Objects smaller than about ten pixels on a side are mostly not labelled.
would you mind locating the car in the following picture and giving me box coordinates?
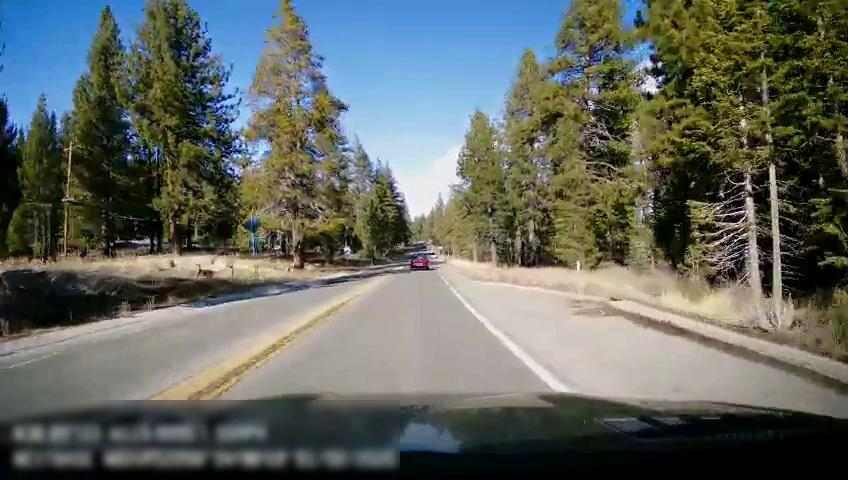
[410,255,429,270]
